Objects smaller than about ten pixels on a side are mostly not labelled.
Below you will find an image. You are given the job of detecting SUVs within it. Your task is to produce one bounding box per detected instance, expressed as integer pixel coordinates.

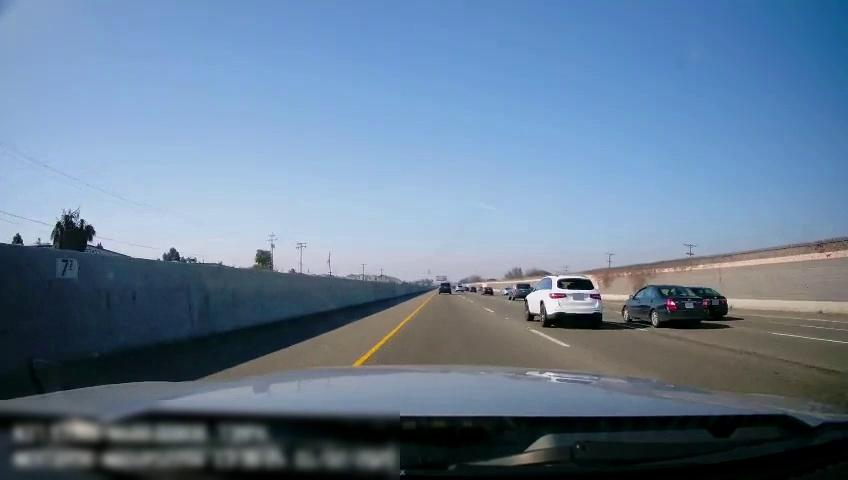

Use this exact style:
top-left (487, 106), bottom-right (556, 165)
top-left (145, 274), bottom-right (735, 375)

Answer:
top-left (525, 275), bottom-right (603, 329)
top-left (438, 281), bottom-right (452, 295)
top-left (509, 282), bottom-right (531, 301)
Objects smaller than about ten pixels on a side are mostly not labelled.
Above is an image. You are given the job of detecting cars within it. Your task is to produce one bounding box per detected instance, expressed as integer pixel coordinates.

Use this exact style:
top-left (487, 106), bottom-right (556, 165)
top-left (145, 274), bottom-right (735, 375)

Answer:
top-left (691, 287), bottom-right (729, 319)
top-left (622, 284), bottom-right (711, 328)
top-left (481, 287), bottom-right (494, 296)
